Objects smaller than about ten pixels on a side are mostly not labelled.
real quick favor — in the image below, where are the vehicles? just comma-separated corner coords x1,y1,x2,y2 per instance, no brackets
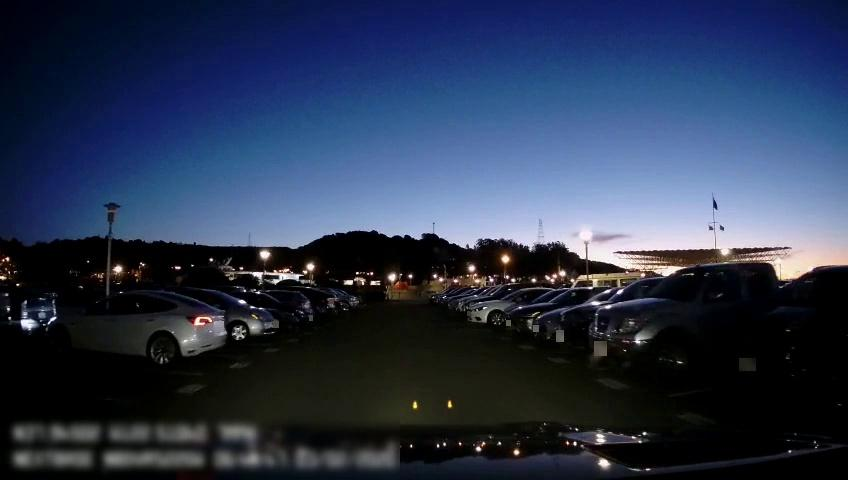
159,284,280,339
0,285,57,337
269,284,338,315
247,306,301,335
468,282,553,305
312,286,358,310
503,288,571,314
556,275,670,351
222,291,313,327
505,287,625,337
457,284,505,312
588,261,783,382
330,298,350,315
731,265,848,381
569,272,641,289
254,289,312,322
467,287,554,329
44,289,229,371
